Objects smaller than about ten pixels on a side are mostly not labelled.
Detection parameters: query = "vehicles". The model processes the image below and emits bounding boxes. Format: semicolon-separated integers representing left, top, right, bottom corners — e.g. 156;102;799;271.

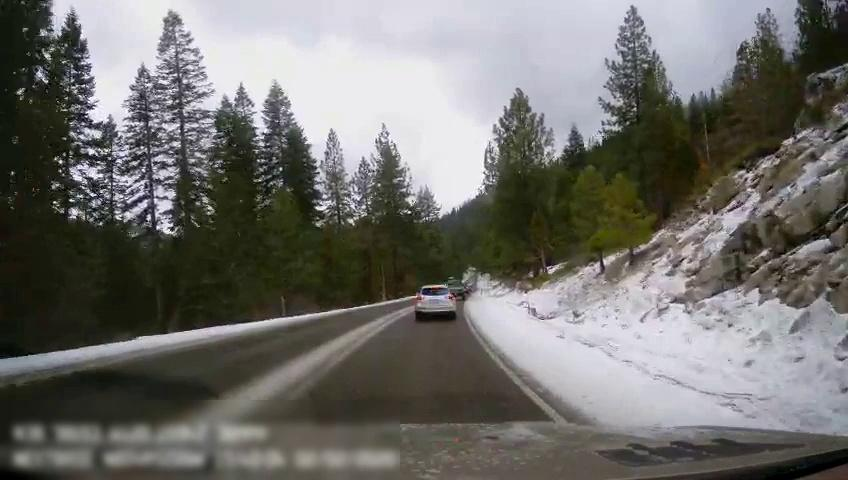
443;280;465;300
415;285;456;320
